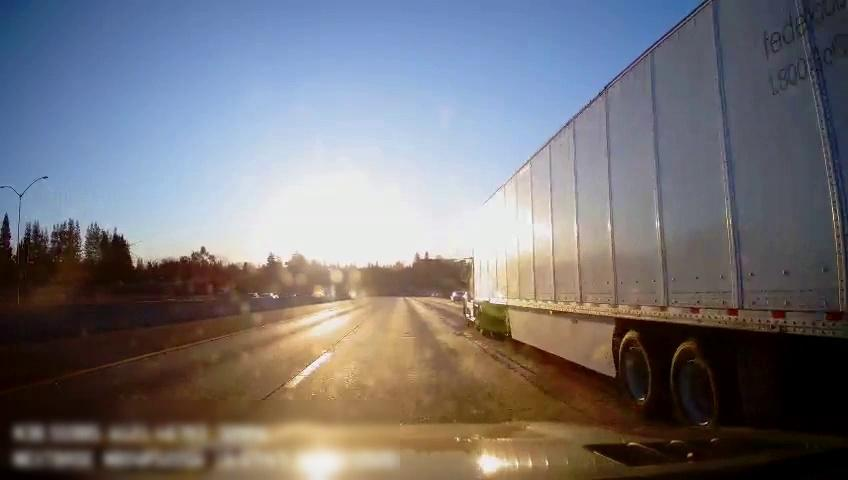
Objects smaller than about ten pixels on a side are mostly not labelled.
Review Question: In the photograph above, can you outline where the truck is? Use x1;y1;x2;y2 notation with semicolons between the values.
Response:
461;0;848;429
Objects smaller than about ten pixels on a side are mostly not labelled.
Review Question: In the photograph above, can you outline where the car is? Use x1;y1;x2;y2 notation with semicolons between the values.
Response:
450;290;464;302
